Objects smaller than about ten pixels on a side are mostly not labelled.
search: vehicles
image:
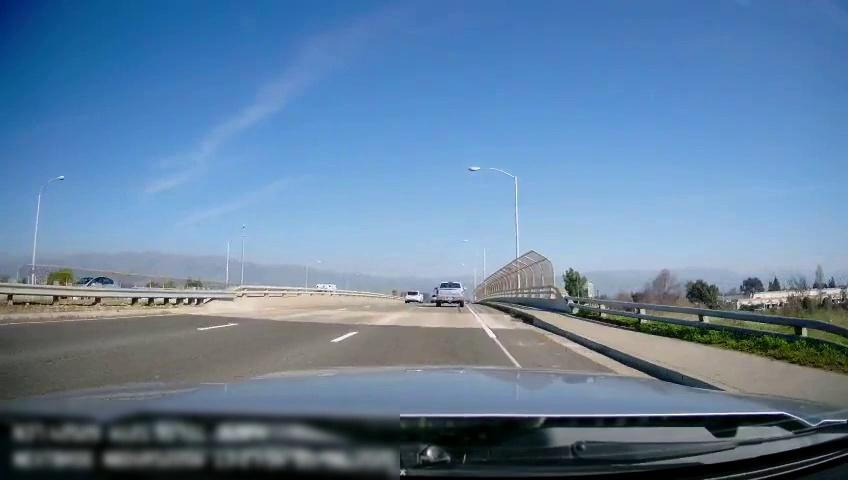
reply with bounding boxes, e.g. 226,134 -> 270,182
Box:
436,281 -> 465,307
405,290 -> 424,303
69,275 -> 121,288
430,294 -> 437,304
